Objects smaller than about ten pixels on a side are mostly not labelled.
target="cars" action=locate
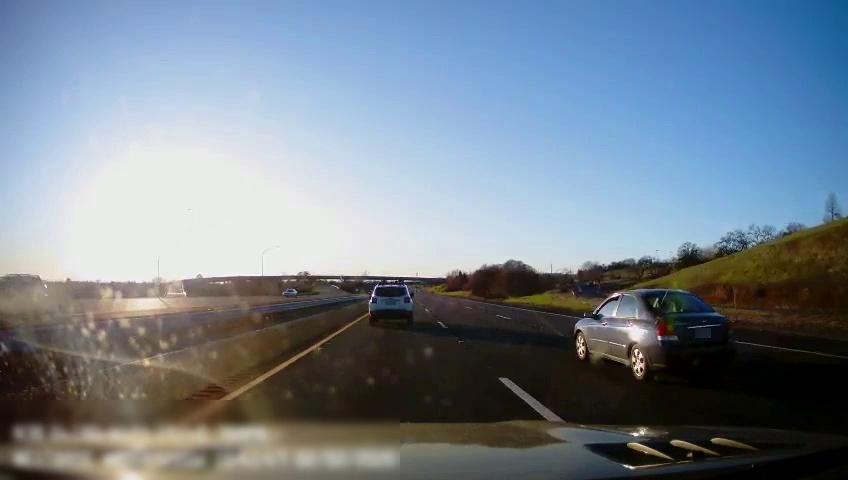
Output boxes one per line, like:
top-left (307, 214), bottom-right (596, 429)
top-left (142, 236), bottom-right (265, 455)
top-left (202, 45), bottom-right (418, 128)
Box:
top-left (281, 288), bottom-right (299, 298)
top-left (573, 289), bottom-right (737, 386)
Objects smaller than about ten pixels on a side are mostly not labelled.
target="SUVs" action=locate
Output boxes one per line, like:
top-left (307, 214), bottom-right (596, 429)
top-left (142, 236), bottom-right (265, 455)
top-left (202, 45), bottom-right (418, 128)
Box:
top-left (368, 284), bottom-right (416, 326)
top-left (0, 275), bottom-right (48, 308)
